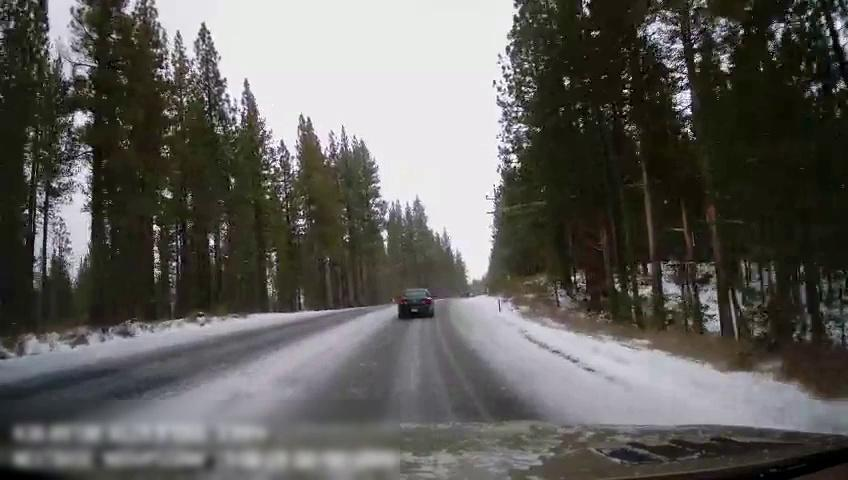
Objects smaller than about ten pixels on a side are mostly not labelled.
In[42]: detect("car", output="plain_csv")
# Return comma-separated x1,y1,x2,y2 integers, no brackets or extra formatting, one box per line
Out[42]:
397,287,437,318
